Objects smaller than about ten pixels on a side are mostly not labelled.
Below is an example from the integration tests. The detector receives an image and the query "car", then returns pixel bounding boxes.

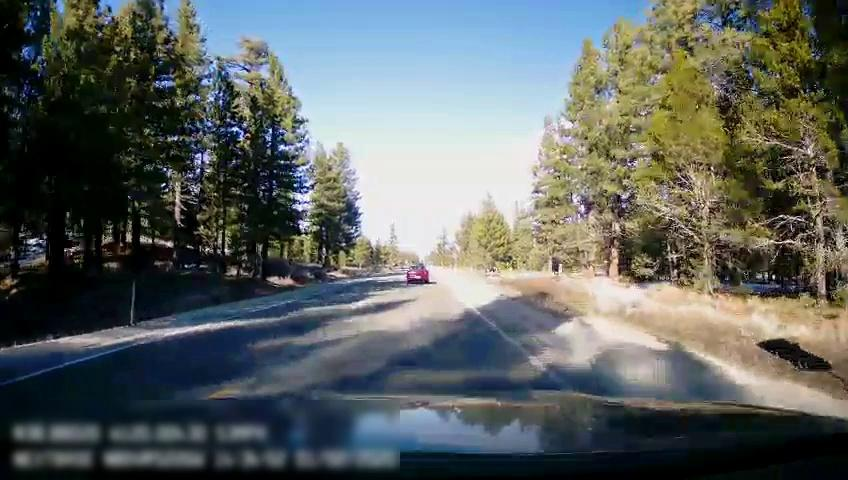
[406,264,429,284]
